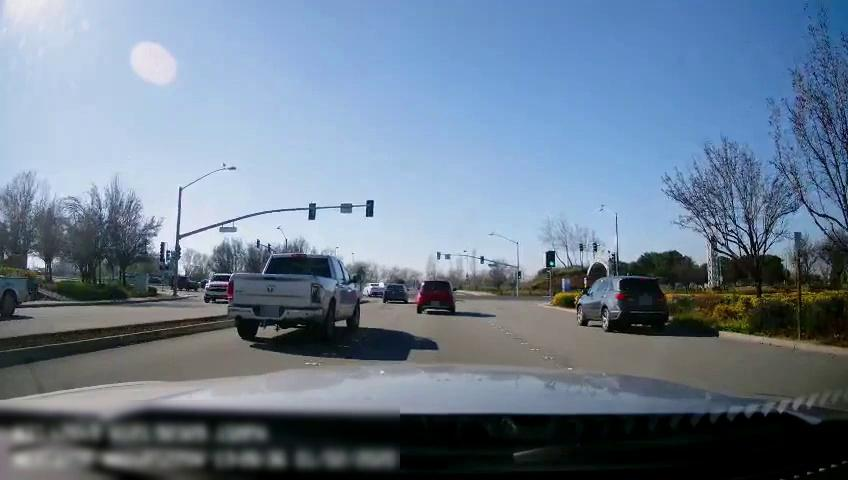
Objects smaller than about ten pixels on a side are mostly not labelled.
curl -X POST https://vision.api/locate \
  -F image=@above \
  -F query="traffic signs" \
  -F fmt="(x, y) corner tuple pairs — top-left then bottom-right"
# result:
(340, 202), (353, 214)
(219, 226), (238, 233)
(487, 263), (498, 267)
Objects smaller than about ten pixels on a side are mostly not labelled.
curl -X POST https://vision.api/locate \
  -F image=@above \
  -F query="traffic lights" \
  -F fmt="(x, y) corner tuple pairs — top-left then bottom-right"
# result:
(256, 238), (261, 249)
(159, 241), (170, 263)
(365, 199), (374, 218)
(548, 250), (556, 267)
(610, 253), (620, 272)
(545, 251), (550, 267)
(174, 244), (182, 260)
(308, 202), (317, 221)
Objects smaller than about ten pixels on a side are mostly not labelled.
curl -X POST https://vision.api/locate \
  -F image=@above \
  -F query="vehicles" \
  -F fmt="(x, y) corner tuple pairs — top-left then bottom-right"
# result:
(227, 253), (362, 345)
(204, 273), (233, 305)
(382, 283), (410, 305)
(148, 276), (164, 284)
(415, 280), (457, 315)
(168, 275), (201, 292)
(362, 282), (385, 298)
(575, 275), (669, 333)
(0, 277), (38, 320)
